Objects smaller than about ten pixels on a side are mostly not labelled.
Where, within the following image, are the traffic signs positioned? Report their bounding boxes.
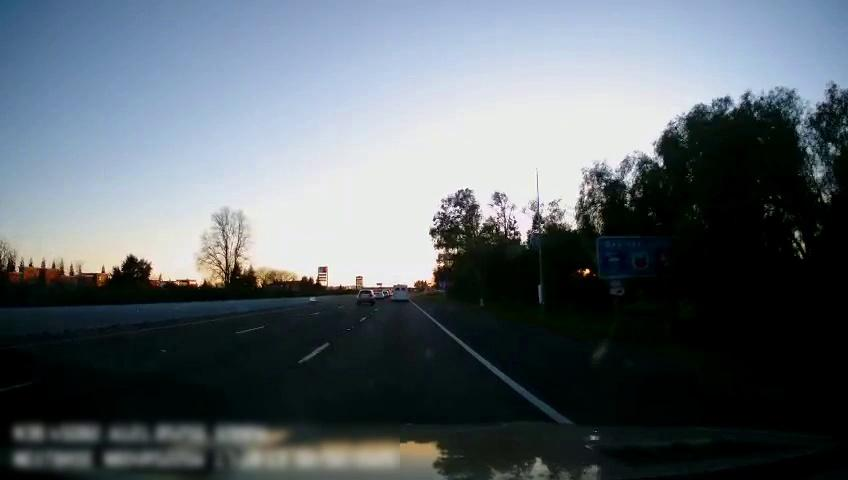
[597,235,678,278]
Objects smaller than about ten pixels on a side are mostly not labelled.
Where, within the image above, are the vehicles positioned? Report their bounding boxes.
[390,284,410,303]
[357,289,376,306]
